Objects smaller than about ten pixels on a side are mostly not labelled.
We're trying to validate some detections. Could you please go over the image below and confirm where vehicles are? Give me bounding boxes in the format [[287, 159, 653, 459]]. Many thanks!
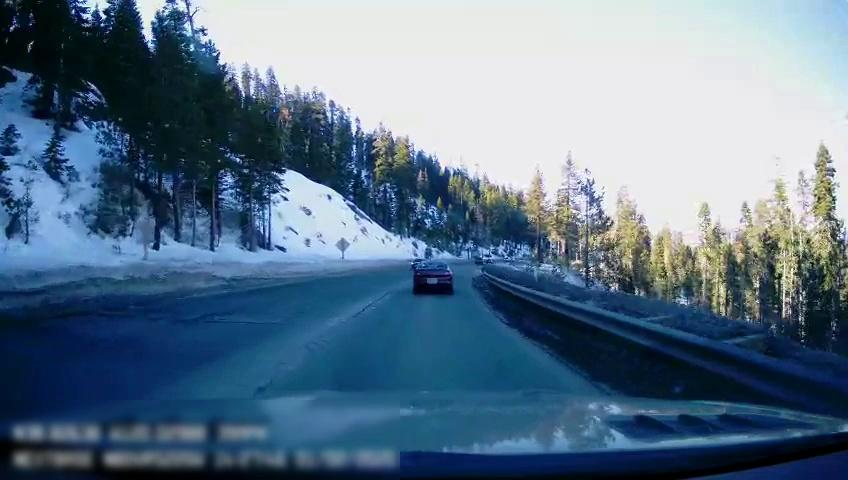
[[413, 260, 455, 294], [408, 258, 424, 270]]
